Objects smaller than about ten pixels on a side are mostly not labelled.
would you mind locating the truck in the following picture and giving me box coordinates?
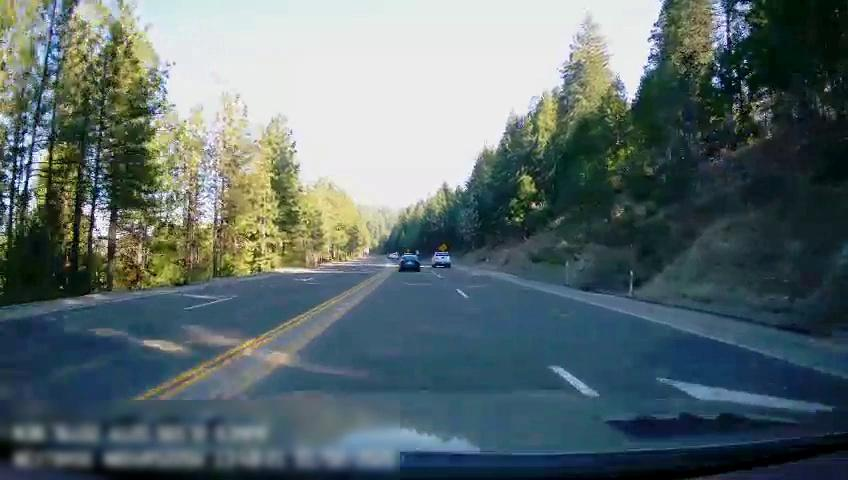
[431,251,452,270]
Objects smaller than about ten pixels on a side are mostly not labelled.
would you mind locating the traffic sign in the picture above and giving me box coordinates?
[438,242,449,253]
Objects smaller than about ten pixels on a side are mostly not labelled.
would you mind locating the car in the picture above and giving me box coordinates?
[398,252,421,273]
